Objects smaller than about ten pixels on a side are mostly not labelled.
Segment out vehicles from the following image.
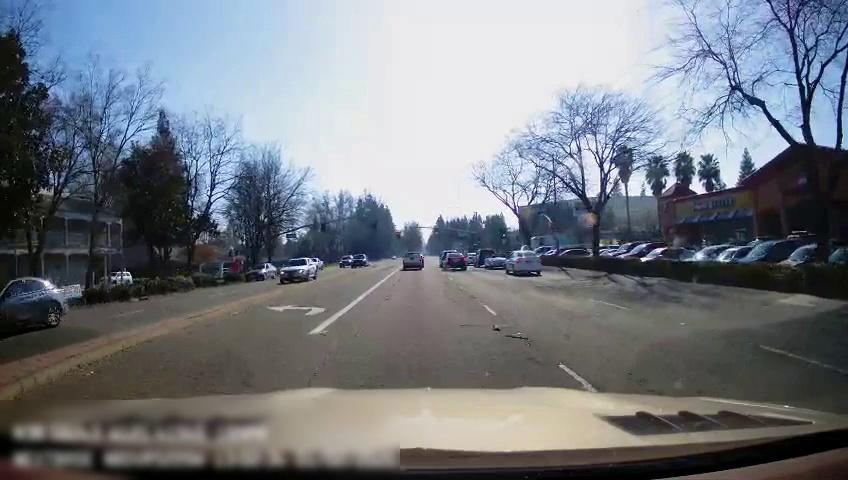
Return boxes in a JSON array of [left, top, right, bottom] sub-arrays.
[[0, 277, 65, 330], [350, 255, 368, 268], [617, 242, 672, 261], [248, 262, 277, 281], [473, 248, 497, 268], [402, 252, 424, 270], [777, 245, 838, 267], [440, 250, 459, 268], [639, 246, 695, 263], [738, 240, 804, 265], [682, 246, 737, 263], [714, 246, 756, 263], [444, 253, 467, 270], [531, 246, 555, 255], [465, 253, 476, 265], [339, 255, 353, 268], [606, 245, 622, 250], [606, 242, 645, 257], [521, 236, 555, 251], [537, 250, 555, 257], [485, 255, 507, 269], [590, 249, 618, 257], [506, 250, 542, 276], [310, 258, 324, 270], [558, 249, 591, 257], [280, 258, 317, 283], [547, 248, 573, 257], [820, 248, 848, 267]]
